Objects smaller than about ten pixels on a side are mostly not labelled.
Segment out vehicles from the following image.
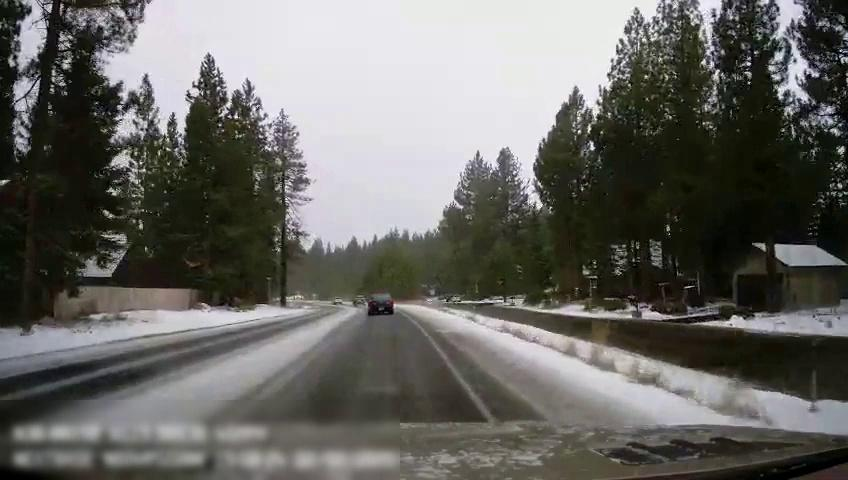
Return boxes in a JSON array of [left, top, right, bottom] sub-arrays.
[[331, 296, 343, 305], [367, 293, 394, 316], [352, 295, 366, 307], [451, 293, 462, 303]]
